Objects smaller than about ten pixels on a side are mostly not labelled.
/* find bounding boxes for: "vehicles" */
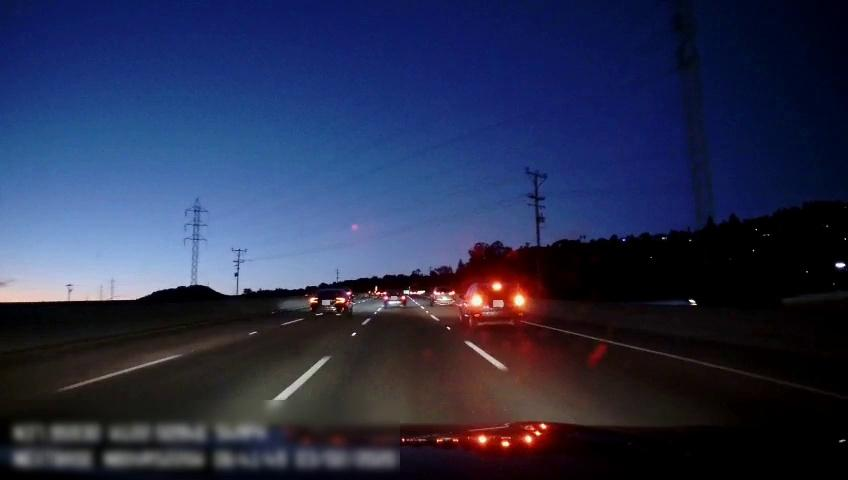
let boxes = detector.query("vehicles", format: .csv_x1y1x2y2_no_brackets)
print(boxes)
429,286,457,307
376,289,386,299
383,288,407,308
457,282,524,330
309,288,354,320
